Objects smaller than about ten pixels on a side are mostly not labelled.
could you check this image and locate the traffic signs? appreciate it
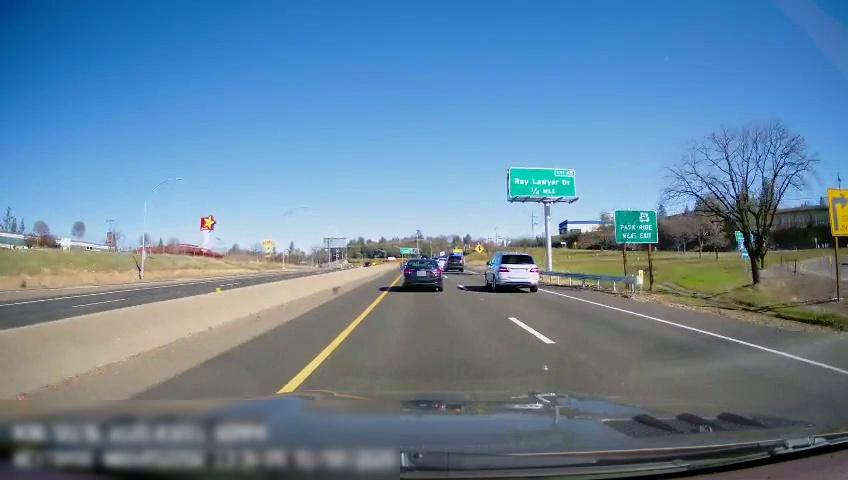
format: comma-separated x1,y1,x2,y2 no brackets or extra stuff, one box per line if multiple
507,166,577,200
475,244,485,255
739,240,750,258
400,248,414,256
614,208,658,244
827,188,848,237
736,231,754,242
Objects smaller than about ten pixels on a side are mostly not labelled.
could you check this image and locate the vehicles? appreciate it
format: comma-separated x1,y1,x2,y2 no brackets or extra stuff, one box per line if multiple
484,251,539,294
437,258,446,270
402,256,444,293
444,254,465,272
